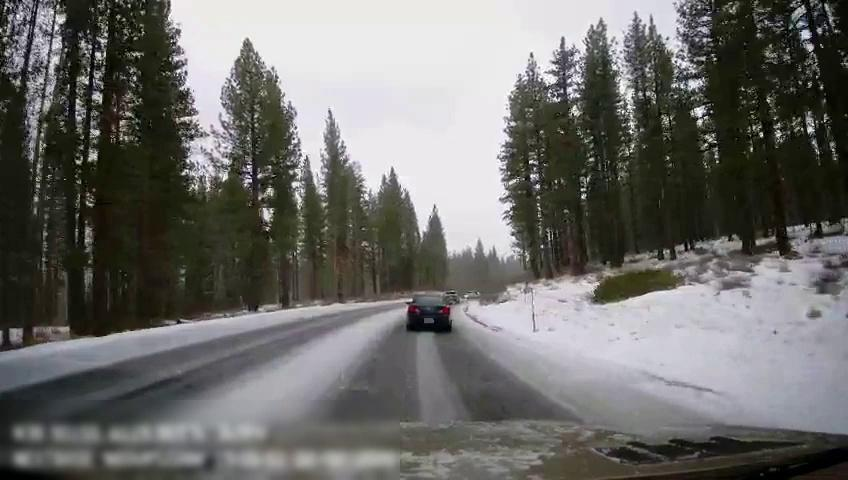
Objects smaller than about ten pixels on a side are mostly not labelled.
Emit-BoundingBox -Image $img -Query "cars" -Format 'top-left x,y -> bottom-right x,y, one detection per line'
404,292 -> 454,331
443,289 -> 461,305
